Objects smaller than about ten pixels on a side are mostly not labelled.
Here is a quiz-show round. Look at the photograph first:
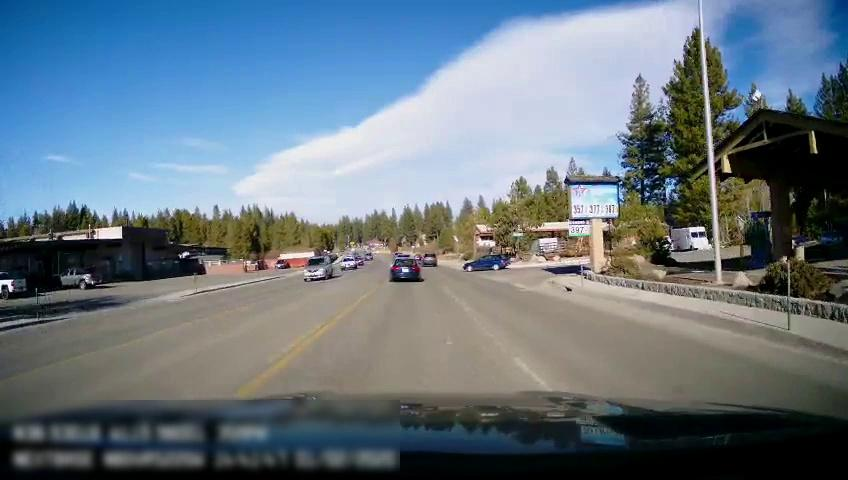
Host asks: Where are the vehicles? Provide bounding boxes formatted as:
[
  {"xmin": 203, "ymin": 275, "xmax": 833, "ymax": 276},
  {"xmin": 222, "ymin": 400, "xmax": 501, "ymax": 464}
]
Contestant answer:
[
  {"xmin": 304, "ymin": 257, "xmax": 334, "ymax": 281},
  {"xmin": 390, "ymin": 257, "xmax": 420, "ymax": 283},
  {"xmin": 275, "ymin": 259, "xmax": 289, "ymax": 269},
  {"xmin": 670, "ymin": 226, "xmax": 710, "ymax": 251},
  {"xmin": 57, "ymin": 269, "xmax": 94, "ymax": 290},
  {"xmin": 0, "ymin": 270, "xmax": 27, "ymax": 300},
  {"xmin": 341, "ymin": 256, "xmax": 359, "ymax": 270},
  {"xmin": 464, "ymin": 254, "xmax": 505, "ymax": 272},
  {"xmin": 657, "ymin": 238, "xmax": 675, "ymax": 251},
  {"xmin": 423, "ymin": 255, "xmax": 438, "ymax": 266}
]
